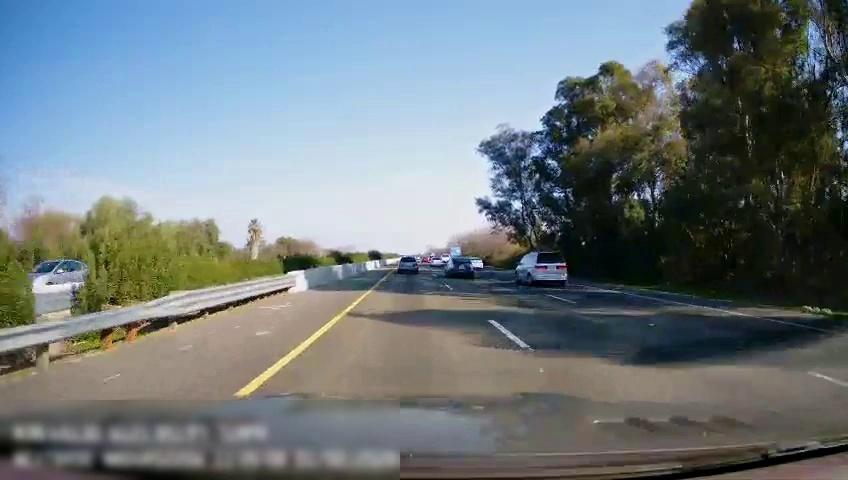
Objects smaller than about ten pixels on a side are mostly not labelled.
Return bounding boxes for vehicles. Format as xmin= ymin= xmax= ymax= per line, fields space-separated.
xmin=468 ymin=257 xmax=484 ymax=271
xmin=513 ymin=251 xmax=570 ymax=287
xmin=25 ymin=259 xmax=90 ymax=290
xmin=444 ymin=258 xmax=475 ymax=281
xmin=420 ymin=256 xmax=430 ymax=264
xmin=441 ymin=255 xmax=449 ymax=263
xmin=429 ymin=256 xmax=444 ymax=268
xmin=397 ymin=255 xmax=421 ymax=274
